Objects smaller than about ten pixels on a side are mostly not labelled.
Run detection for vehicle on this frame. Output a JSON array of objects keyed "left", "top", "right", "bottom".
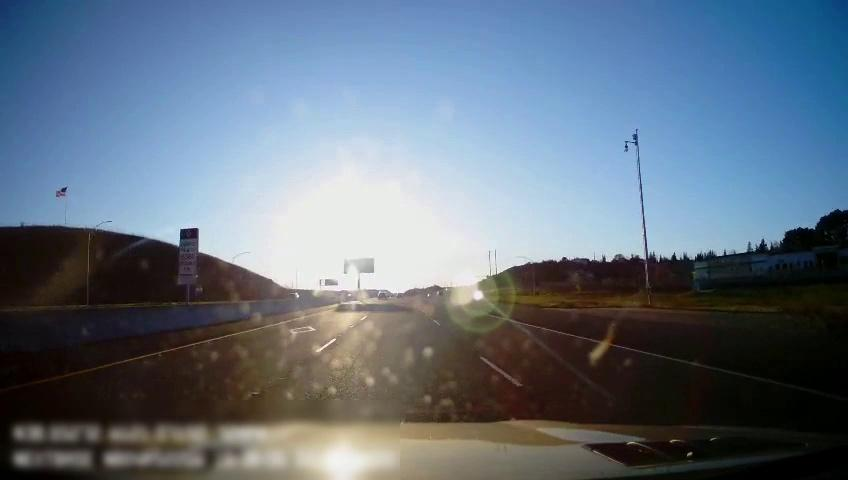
[{"left": 287, "top": 293, "right": 300, "bottom": 300}]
